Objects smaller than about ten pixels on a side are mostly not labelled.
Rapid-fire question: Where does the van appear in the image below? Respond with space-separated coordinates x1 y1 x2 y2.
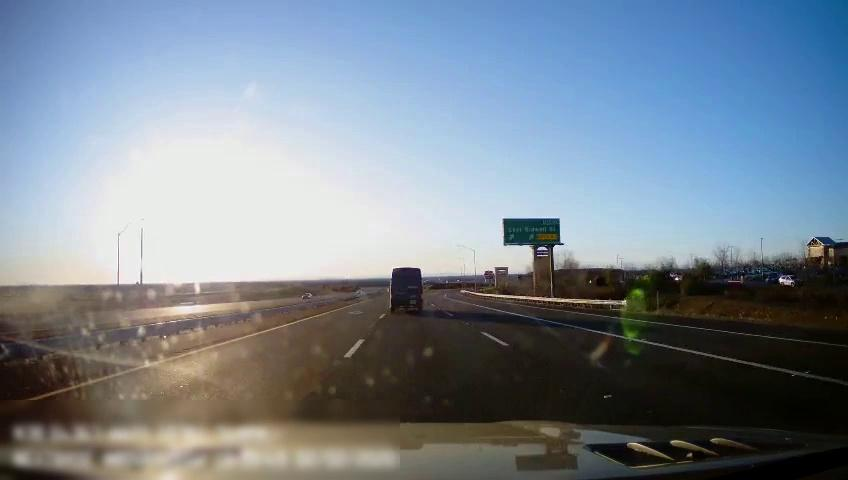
390 267 423 313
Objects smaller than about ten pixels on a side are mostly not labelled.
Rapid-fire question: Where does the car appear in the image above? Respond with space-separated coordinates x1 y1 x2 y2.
778 275 802 289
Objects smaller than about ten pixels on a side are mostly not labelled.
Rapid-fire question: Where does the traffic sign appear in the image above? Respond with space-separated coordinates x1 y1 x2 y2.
503 218 561 245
